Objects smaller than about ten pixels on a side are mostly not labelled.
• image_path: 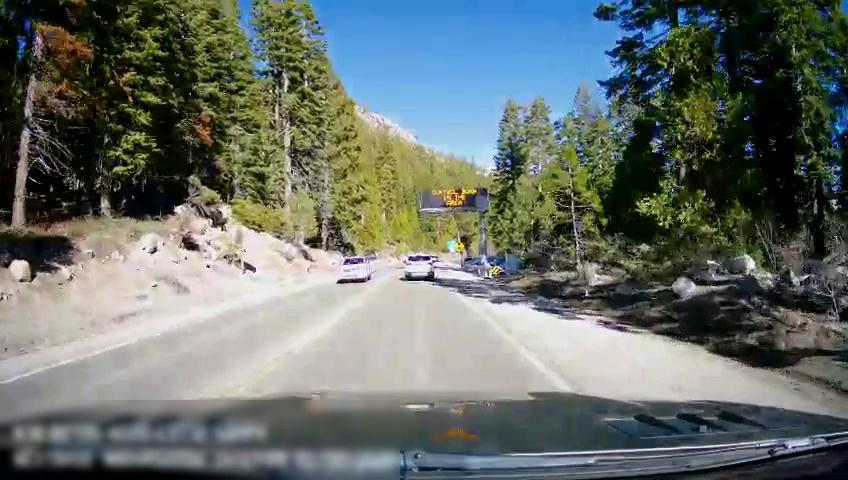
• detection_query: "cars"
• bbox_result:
[335,256,372,285]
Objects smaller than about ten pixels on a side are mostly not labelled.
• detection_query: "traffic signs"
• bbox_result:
[455,242,465,254]
[417,187,490,210]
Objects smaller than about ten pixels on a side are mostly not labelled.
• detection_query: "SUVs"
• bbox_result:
[402,252,436,282]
